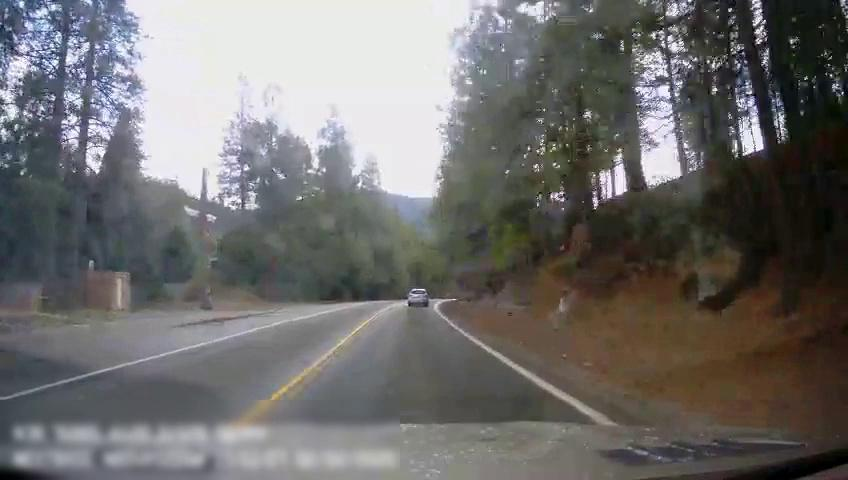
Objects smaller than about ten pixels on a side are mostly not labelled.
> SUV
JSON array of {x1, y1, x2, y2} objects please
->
[{"x1": 407, "y1": 288, "x2": 429, "y2": 306}]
